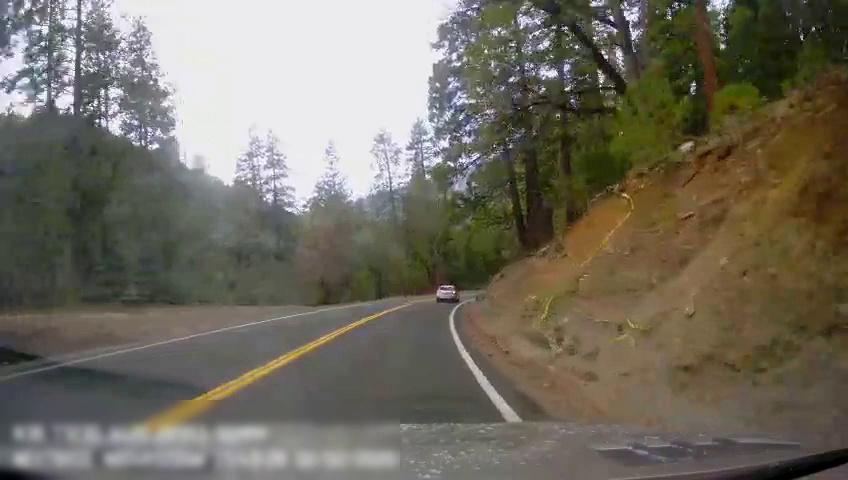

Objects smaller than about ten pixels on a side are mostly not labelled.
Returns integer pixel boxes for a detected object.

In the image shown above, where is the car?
[436,284,460,303]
